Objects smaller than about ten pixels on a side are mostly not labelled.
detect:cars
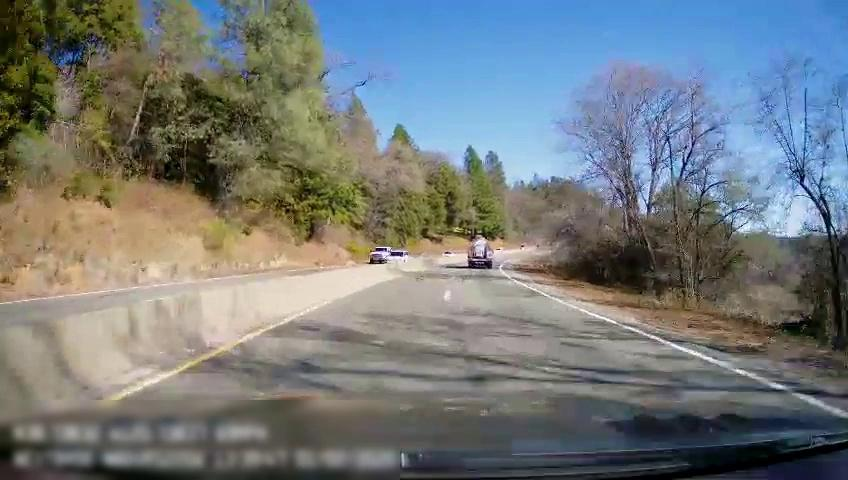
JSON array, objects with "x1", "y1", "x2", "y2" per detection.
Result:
[{"x1": 440, "y1": 251, "x2": 457, "y2": 257}]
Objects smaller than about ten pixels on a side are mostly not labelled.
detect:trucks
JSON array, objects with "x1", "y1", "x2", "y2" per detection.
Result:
[{"x1": 467, "y1": 237, "x2": 494, "y2": 269}]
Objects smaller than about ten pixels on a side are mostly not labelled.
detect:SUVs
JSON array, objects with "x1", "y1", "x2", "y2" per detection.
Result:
[
  {"x1": 386, "y1": 249, "x2": 410, "y2": 265},
  {"x1": 369, "y1": 246, "x2": 393, "y2": 265}
]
